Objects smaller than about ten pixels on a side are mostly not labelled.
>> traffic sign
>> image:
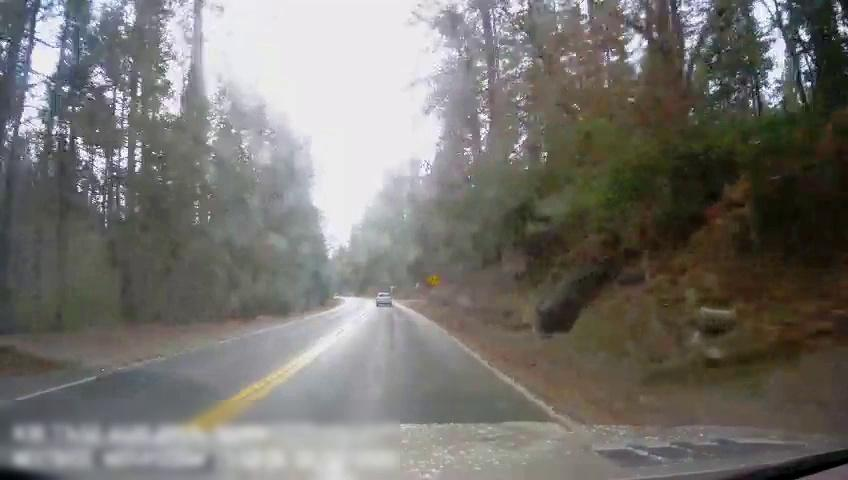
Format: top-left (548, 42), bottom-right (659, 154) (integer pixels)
top-left (427, 274), bottom-right (440, 287)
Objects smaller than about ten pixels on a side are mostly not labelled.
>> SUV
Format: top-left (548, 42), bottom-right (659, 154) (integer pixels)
top-left (375, 291), bottom-right (393, 307)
